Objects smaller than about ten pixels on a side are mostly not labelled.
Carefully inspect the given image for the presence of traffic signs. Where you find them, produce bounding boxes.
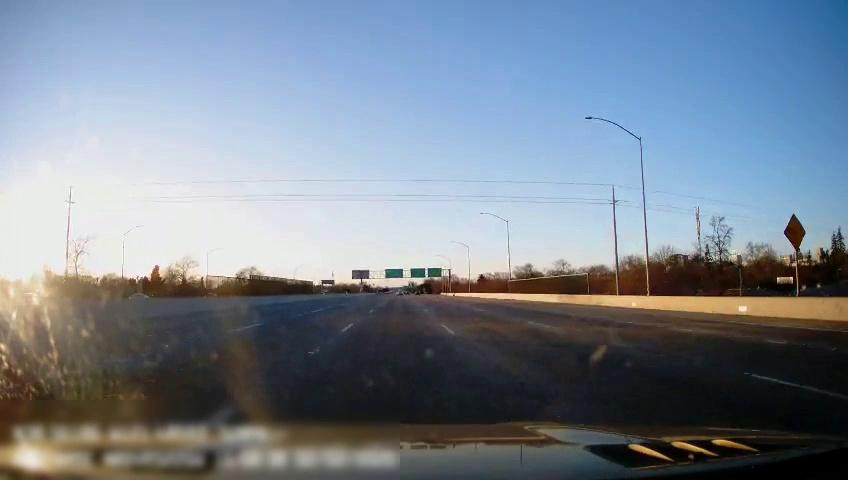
[427,267,442,278]
[783,212,808,250]
[410,267,427,279]
[385,268,404,278]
